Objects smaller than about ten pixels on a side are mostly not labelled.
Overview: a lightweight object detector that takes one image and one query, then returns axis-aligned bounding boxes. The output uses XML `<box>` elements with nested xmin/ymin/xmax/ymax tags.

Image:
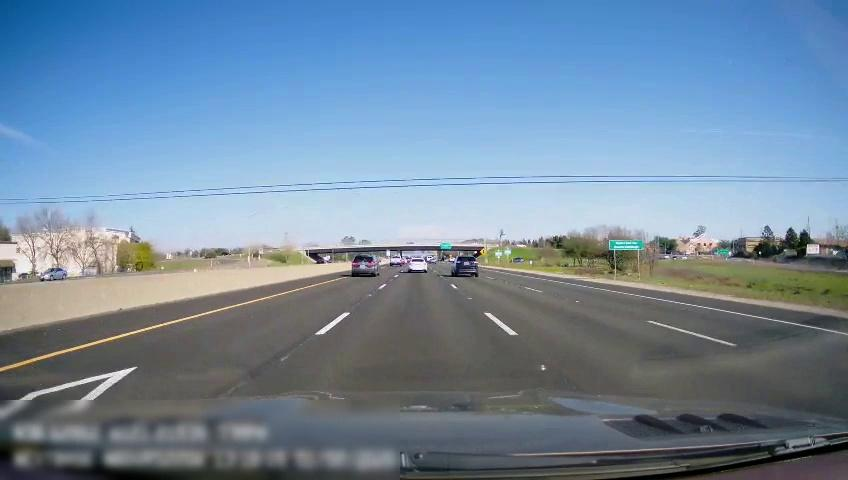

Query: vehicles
<box><xmin>350</xmin><ymin>253</ymin><xmax>380</xmax><ymax>278</ymax></box>
<box><xmin>450</xmin><ymin>256</ymin><xmax>479</xmax><ymax>277</ymax></box>
<box><xmin>408</xmin><ymin>258</ymin><xmax>427</xmax><ymax>273</ymax></box>
<box><xmin>389</xmin><ymin>254</ymin><xmax>402</xmax><ymax>266</ymax></box>
<box><xmin>40</xmin><ymin>267</ymin><xmax>68</xmax><ymax>282</ymax></box>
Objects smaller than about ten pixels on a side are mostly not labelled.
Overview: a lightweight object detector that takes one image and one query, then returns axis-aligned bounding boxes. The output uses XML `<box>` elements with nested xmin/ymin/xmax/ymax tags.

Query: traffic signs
<box><xmin>609</xmin><ymin>239</ymin><xmax>644</xmax><ymax>250</ymax></box>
